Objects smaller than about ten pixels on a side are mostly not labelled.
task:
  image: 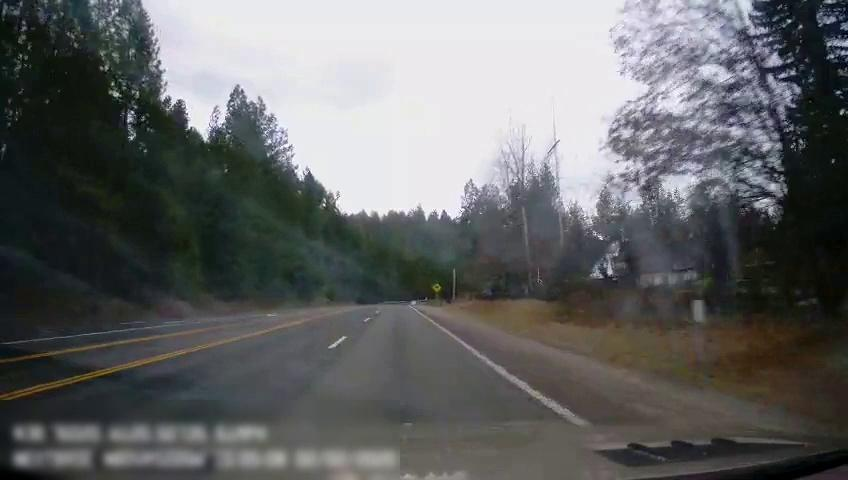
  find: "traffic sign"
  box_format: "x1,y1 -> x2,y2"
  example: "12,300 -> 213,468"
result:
432,282 -> 442,293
